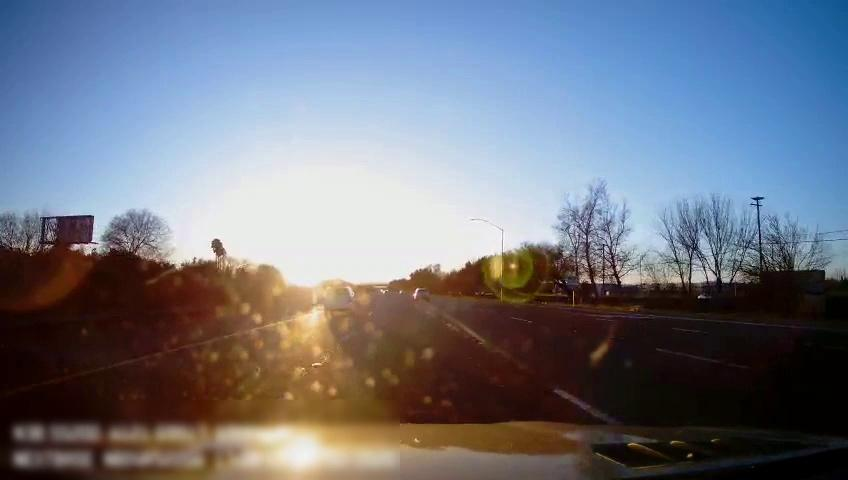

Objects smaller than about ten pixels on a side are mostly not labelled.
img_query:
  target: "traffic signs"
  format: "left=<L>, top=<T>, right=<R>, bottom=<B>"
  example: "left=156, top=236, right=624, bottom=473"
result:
left=568, top=276, right=580, bottom=291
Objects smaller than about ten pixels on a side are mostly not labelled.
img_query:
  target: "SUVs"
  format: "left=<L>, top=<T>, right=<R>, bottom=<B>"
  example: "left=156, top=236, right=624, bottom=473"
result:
left=324, top=286, right=357, bottom=318
left=413, top=288, right=430, bottom=302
